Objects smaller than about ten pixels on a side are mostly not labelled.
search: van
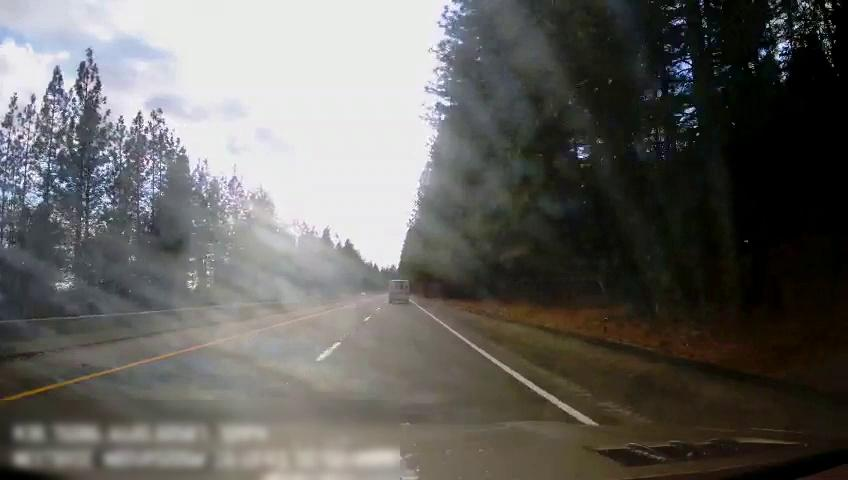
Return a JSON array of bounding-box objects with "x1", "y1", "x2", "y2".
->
[{"x1": 389, "y1": 279, "x2": 410, "y2": 304}]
